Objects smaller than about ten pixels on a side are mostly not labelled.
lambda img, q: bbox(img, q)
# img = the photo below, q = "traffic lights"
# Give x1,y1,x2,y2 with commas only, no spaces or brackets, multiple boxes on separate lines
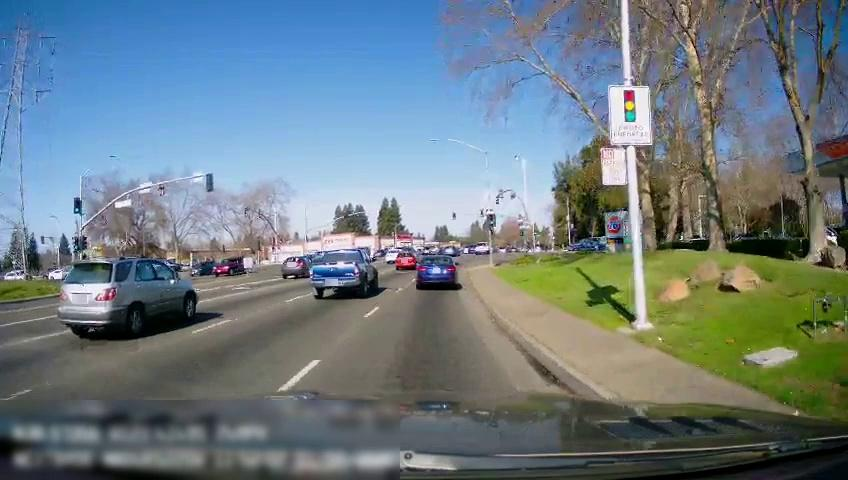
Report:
73,197,81,212
495,207,502,224
72,236,79,251
158,180,166,199
205,174,212,191
80,235,87,250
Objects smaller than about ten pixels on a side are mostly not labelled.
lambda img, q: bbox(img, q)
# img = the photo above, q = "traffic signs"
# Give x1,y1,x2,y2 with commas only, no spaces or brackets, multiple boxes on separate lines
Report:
610,84,651,145
138,182,151,194
115,200,131,209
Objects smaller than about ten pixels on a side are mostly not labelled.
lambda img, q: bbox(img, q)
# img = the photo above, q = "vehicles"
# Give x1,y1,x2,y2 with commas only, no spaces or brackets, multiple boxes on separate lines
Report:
463,246,469,255
26,271,50,280
3,270,25,280
573,239,606,252
428,247,439,256
190,260,217,277
395,251,416,271
211,255,244,277
309,248,379,300
49,270,63,280
384,250,399,265
416,256,456,289
475,241,490,256
280,256,312,280
443,244,459,257
57,257,200,339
